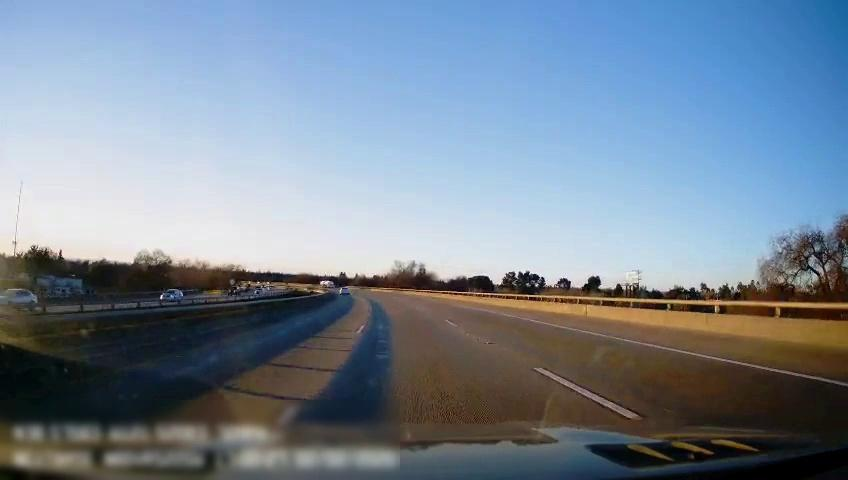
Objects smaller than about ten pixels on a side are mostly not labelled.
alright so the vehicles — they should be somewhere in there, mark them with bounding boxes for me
[339,287,350,296]
[319,280,334,288]
[228,286,241,296]
[160,289,183,304]
[0,289,38,312]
